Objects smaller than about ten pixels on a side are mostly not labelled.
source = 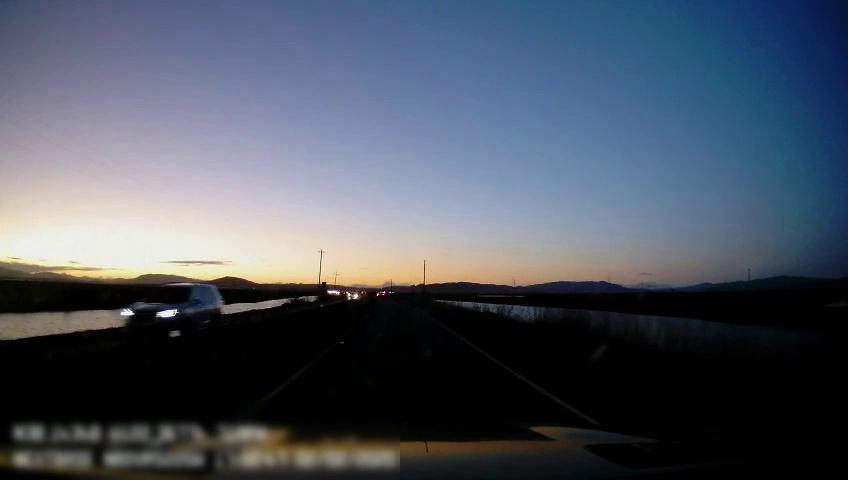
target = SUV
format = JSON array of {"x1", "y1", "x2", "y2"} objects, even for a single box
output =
[{"x1": 123, "y1": 282, "x2": 224, "y2": 345}]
